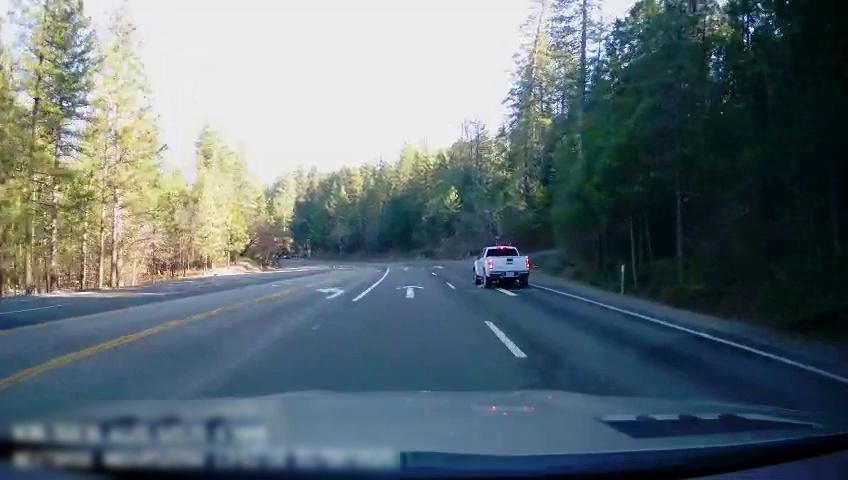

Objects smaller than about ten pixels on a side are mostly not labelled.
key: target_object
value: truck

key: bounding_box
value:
[472,245,531,289]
